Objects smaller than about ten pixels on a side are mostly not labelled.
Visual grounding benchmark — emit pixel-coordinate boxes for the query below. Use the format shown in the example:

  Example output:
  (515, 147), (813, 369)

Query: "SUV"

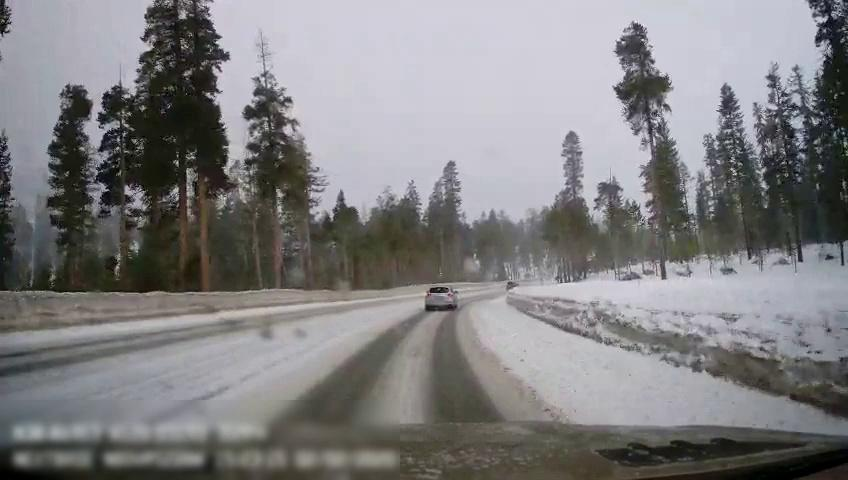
(424, 285), (458, 312)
